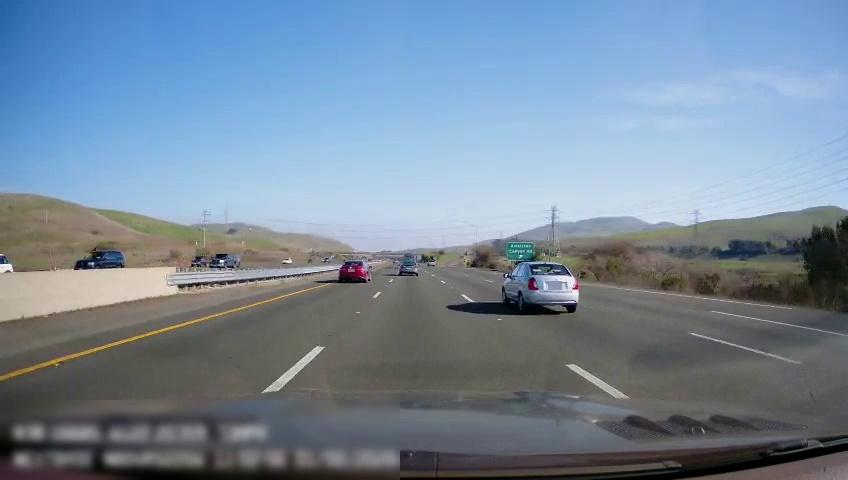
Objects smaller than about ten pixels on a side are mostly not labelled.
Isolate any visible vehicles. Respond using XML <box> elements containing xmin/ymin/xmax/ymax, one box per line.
<box><xmin>73</xmin><ymin>249</ymin><xmax>126</xmax><ymax>271</ymax></box>
<box><xmin>398</xmin><ymin>258</ymin><xmax>420</xmax><ymax>277</ymax></box>
<box><xmin>499</xmin><ymin>261</ymin><xmax>580</xmax><ymax>315</ymax></box>
<box><xmin>190</xmin><ymin>255</ymin><xmax>210</xmax><ymax>267</ymax></box>
<box><xmin>209</xmin><ymin>253</ymin><xmax>238</xmax><ymax>269</ymax></box>
<box><xmin>338</xmin><ymin>259</ymin><xmax>374</xmax><ymax>284</ymax></box>
<box><xmin>0</xmin><ymin>253</ymin><xmax>14</xmax><ymax>274</ymax></box>
<box><xmin>282</xmin><ymin>257</ymin><xmax>293</xmax><ymax>265</ymax></box>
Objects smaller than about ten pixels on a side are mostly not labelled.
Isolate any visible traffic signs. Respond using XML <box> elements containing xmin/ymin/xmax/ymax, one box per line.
<box><xmin>506</xmin><ymin>241</ymin><xmax>536</xmax><ymax>262</ymax></box>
